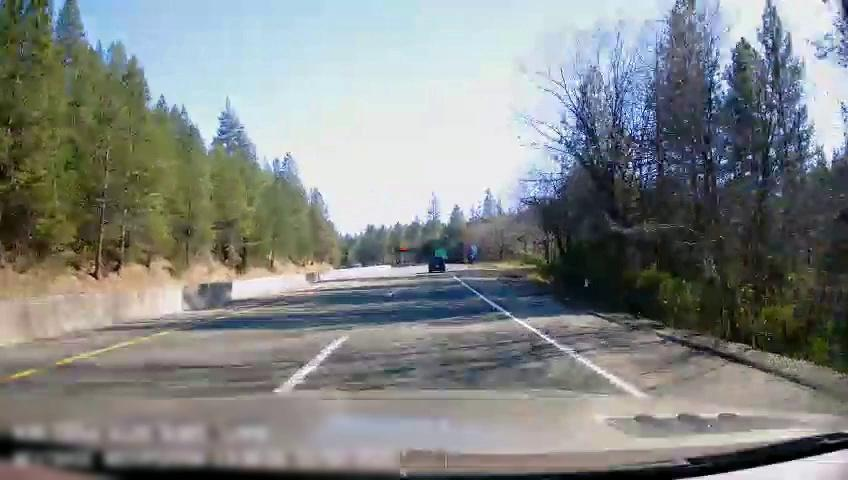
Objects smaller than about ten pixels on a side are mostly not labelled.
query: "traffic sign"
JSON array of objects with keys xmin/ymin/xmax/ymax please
[{"xmin": 435, "ymin": 248, "xmax": 447, "ymax": 256}]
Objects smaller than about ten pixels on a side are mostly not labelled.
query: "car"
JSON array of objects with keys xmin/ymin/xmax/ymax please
[{"xmin": 428, "ymin": 258, "xmax": 445, "ymax": 273}]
